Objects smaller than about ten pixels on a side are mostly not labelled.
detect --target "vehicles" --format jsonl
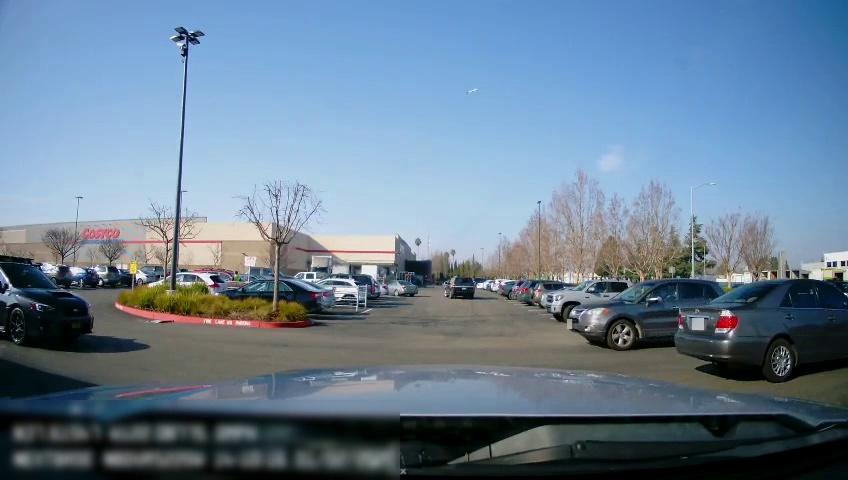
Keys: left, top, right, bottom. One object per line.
{"left": 444, "top": 276, "right": 474, "bottom": 299}
{"left": 476, "top": 277, "right": 493, "bottom": 290}
{"left": 500, "top": 277, "right": 524, "bottom": 300}
{"left": 34, "top": 261, "right": 72, "bottom": 290}
{"left": 510, "top": 280, "right": 524, "bottom": 302}
{"left": 309, "top": 253, "right": 349, "bottom": 280}
{"left": 90, "top": 264, "right": 122, "bottom": 289}
{"left": 531, "top": 282, "right": 579, "bottom": 310}
{"left": 673, "top": 278, "right": 848, "bottom": 383}
{"left": 516, "top": 277, "right": 561, "bottom": 307}
{"left": 542, "top": 279, "right": 632, "bottom": 324}
{"left": 309, "top": 279, "right": 361, "bottom": 308}
{"left": 0, "top": 253, "right": 94, "bottom": 347}
{"left": 133, "top": 269, "right": 149, "bottom": 286}
{"left": 321, "top": 273, "right": 380, "bottom": 308}
{"left": 487, "top": 279, "right": 511, "bottom": 292}
{"left": 387, "top": 279, "right": 418, "bottom": 297}
{"left": 70, "top": 265, "right": 100, "bottom": 289}
{"left": 148, "top": 271, "right": 233, "bottom": 296}
{"left": 566, "top": 278, "right": 728, "bottom": 352}
{"left": 291, "top": 271, "right": 323, "bottom": 283}
{"left": 224, "top": 276, "right": 328, "bottom": 317}
{"left": 118, "top": 268, "right": 136, "bottom": 288}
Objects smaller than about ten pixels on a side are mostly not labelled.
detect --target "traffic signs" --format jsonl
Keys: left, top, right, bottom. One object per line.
{"left": 129, "top": 260, "right": 138, "bottom": 274}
